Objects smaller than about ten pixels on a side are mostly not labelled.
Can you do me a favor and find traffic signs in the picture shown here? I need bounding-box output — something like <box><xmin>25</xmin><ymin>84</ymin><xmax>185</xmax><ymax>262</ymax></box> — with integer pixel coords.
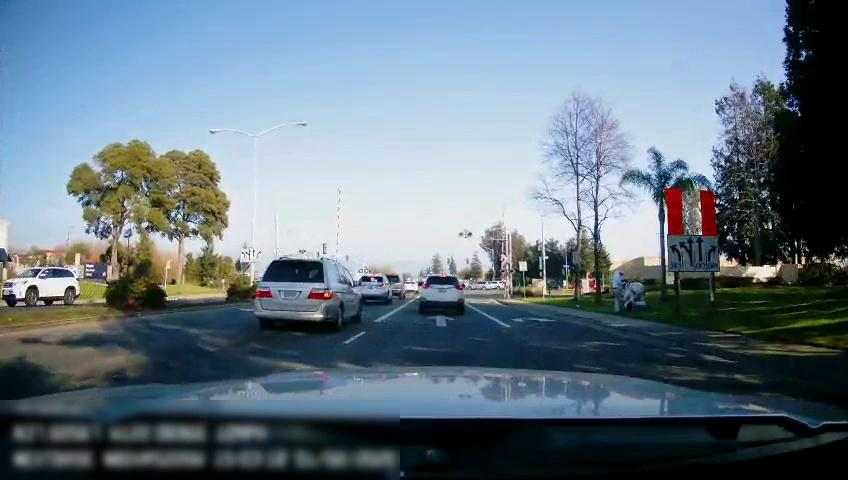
<box><xmin>518</xmin><ymin>260</ymin><xmax>528</xmax><ymax>272</ymax></box>
<box><xmin>239</xmin><ymin>246</ymin><xmax>264</xmax><ymax>264</ymax></box>
<box><xmin>666</xmin><ymin>234</ymin><xmax>722</xmax><ymax>273</ymax></box>
<box><xmin>500</xmin><ymin>253</ymin><xmax>513</xmax><ymax>267</ymax></box>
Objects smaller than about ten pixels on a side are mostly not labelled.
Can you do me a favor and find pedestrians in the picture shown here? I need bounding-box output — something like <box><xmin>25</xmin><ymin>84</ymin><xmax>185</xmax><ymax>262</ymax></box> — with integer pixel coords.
<box><xmin>611</xmin><ymin>270</ymin><xmax>625</xmax><ymax>314</ymax></box>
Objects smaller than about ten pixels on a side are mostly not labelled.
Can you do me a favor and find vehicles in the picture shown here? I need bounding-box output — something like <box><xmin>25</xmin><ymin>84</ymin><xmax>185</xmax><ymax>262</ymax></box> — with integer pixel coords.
<box><xmin>480</xmin><ymin>280</ymin><xmax>505</xmax><ymax>291</ymax></box>
<box><xmin>353</xmin><ymin>273</ymin><xmax>393</xmax><ymax>305</ymax></box>
<box><xmin>254</xmin><ymin>255</ymin><xmax>368</xmax><ymax>331</ymax></box>
<box><xmin>417</xmin><ymin>272</ymin><xmax>466</xmax><ymax>314</ymax></box>
<box><xmin>1</xmin><ymin>266</ymin><xmax>81</xmax><ymax>308</ymax></box>
<box><xmin>384</xmin><ymin>273</ymin><xmax>405</xmax><ymax>300</ymax></box>
<box><xmin>403</xmin><ymin>280</ymin><xmax>419</xmax><ymax>294</ymax></box>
